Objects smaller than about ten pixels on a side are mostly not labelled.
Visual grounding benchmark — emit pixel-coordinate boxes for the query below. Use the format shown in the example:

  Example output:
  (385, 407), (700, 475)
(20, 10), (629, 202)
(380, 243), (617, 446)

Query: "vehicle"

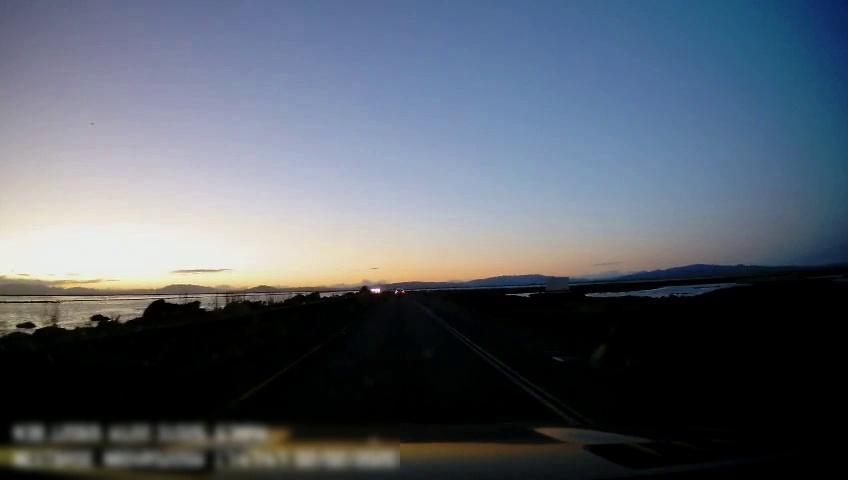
(394, 288), (405, 296)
